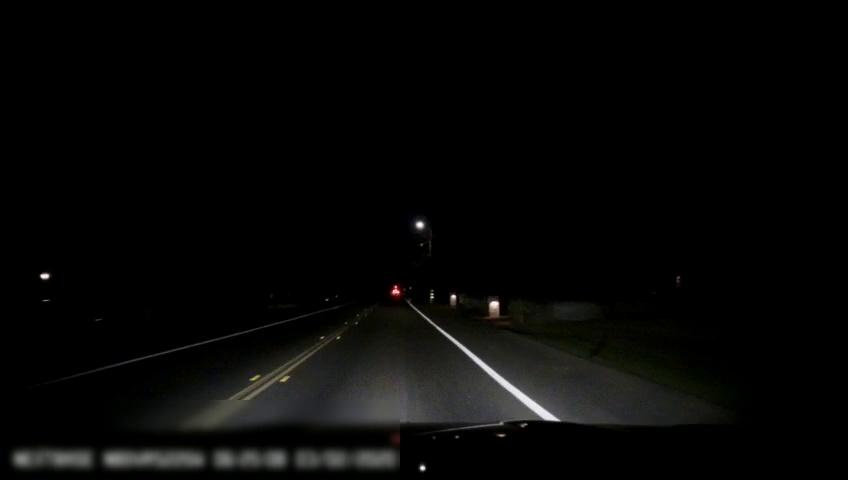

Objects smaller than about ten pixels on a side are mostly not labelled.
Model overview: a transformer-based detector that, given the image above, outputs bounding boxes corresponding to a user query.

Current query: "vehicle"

[323,292,342,305]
